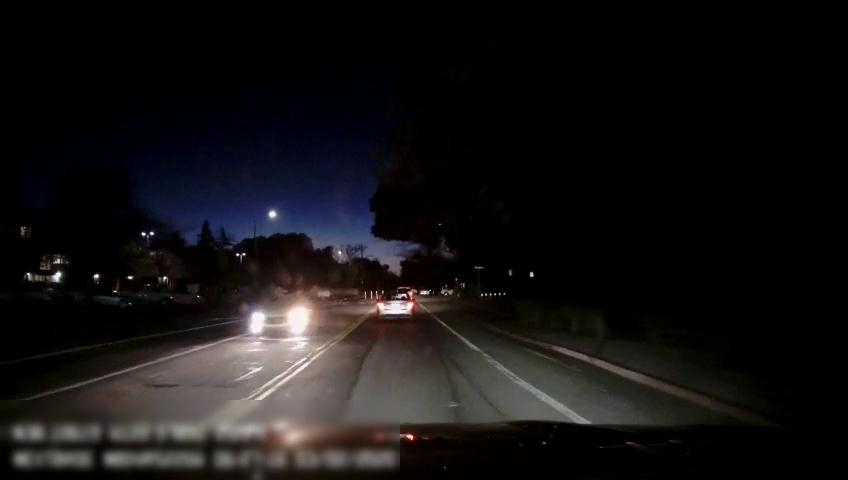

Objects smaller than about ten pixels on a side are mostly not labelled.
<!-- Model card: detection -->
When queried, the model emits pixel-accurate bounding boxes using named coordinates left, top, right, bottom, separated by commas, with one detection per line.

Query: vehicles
left=252, top=293, right=323, bottom=337
left=398, top=287, right=415, bottom=300
left=441, top=285, right=454, bottom=297
left=377, top=292, right=415, bottom=320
